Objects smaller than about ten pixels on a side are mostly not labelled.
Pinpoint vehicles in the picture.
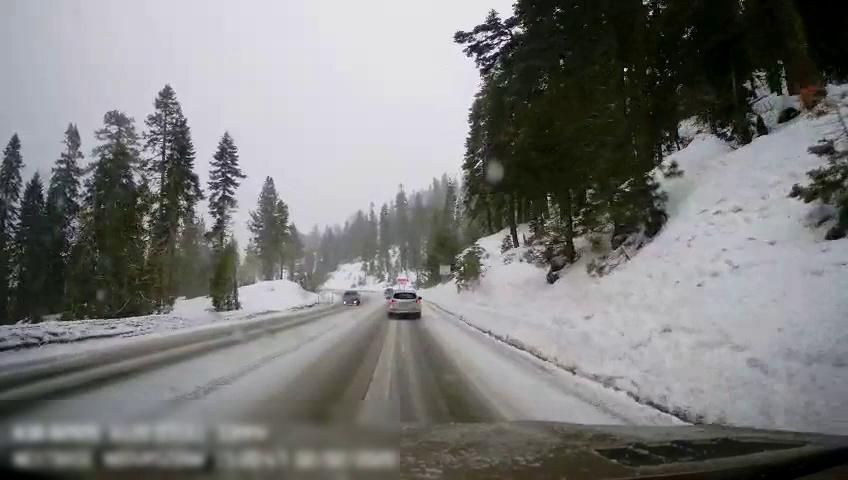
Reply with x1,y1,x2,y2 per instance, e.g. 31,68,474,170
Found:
383,287,395,297
384,290,423,320
341,288,362,307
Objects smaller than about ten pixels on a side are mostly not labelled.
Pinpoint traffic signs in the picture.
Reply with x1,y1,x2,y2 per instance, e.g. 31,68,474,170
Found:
439,265,450,275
